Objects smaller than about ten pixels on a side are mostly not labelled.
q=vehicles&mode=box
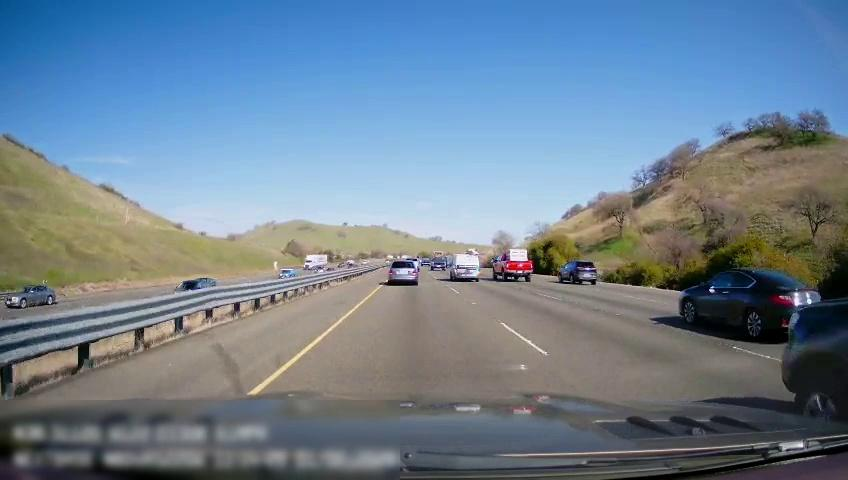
[312,265,331,274]
[677,267,822,341]
[449,247,481,283]
[405,257,421,273]
[430,257,447,271]
[173,278,213,295]
[492,248,535,282]
[420,258,431,267]
[303,254,329,270]
[388,258,420,285]
[558,258,599,285]
[277,268,298,280]
[3,284,57,309]
[779,297,848,422]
